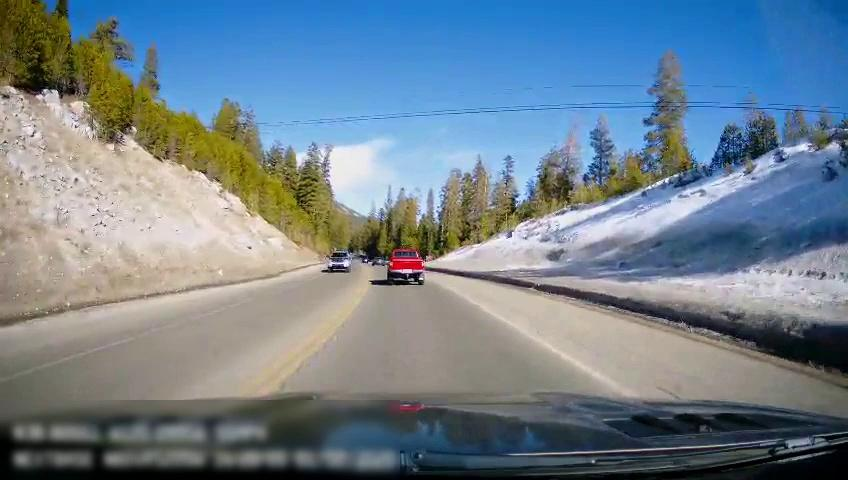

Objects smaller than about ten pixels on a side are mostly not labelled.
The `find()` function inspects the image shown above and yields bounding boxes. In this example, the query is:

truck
[385,249,426,285]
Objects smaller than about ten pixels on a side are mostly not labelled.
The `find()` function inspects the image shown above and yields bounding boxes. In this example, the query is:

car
[371,256,386,267]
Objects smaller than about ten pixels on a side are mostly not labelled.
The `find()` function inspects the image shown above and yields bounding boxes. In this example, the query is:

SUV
[328,251,351,273]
